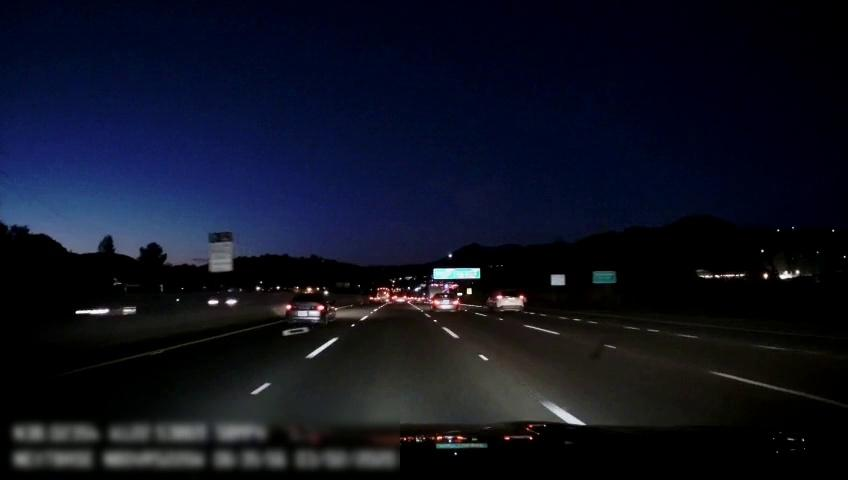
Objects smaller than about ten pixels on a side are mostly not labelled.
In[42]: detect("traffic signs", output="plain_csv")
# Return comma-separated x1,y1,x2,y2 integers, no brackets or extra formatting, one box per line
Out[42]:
207,233,233,273
432,267,481,279
593,271,617,284
551,274,567,286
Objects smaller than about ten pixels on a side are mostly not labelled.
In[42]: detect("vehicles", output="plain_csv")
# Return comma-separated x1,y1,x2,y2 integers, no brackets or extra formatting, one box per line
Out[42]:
207,290,243,308
394,293,408,305
285,294,338,330
372,294,387,305
377,287,391,303
74,298,139,324
488,290,525,313
431,292,460,311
